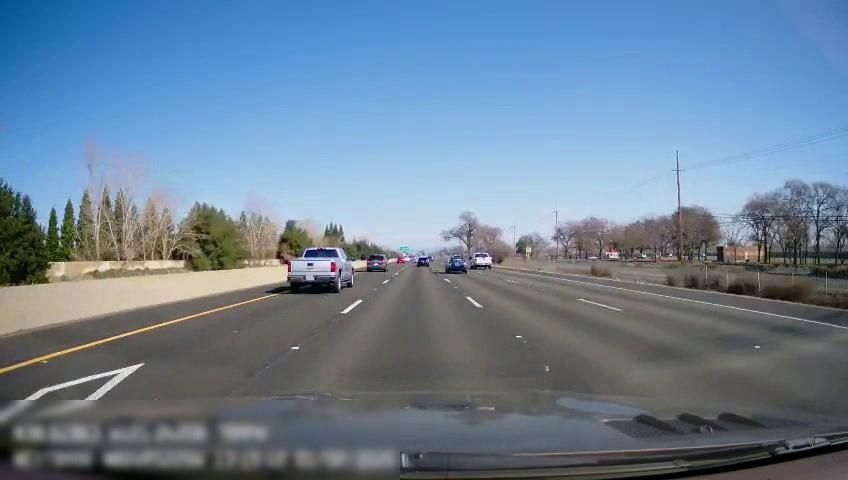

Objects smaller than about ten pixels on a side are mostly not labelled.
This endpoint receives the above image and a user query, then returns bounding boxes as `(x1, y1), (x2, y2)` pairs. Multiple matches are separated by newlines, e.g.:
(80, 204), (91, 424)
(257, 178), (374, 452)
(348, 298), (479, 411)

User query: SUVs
(366, 253), (388, 273)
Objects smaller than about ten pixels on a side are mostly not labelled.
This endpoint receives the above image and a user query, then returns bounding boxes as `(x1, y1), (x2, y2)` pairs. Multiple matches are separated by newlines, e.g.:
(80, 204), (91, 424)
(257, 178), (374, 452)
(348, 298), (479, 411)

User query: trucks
(287, 246), (355, 294)
(469, 252), (492, 270)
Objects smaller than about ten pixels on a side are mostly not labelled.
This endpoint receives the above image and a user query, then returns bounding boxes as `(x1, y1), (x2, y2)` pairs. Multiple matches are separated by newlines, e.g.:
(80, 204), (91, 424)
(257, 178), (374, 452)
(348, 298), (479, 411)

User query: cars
(445, 258), (467, 274)
(417, 257), (430, 268)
